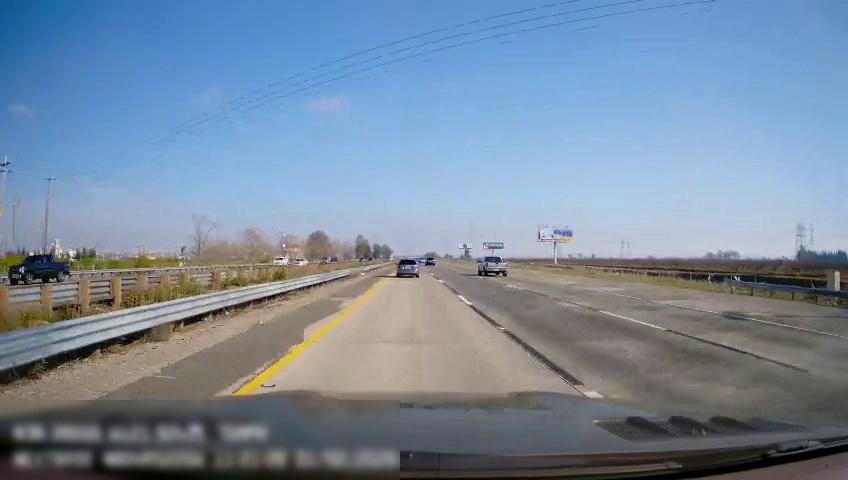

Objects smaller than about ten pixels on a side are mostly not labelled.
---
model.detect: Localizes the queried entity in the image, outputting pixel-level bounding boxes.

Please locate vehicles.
[272,256,289,265]
[327,257,341,265]
[477,256,508,277]
[396,259,420,278]
[424,256,436,267]
[319,255,332,265]
[7,253,72,286]
[291,257,310,267]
